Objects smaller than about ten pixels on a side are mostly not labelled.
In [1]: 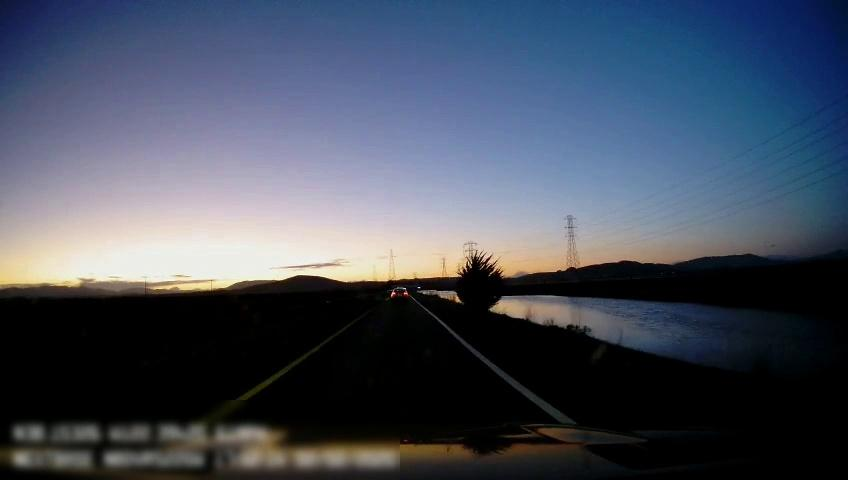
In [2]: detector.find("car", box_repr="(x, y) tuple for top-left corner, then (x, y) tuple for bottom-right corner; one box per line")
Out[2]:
(390, 288), (408, 302)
